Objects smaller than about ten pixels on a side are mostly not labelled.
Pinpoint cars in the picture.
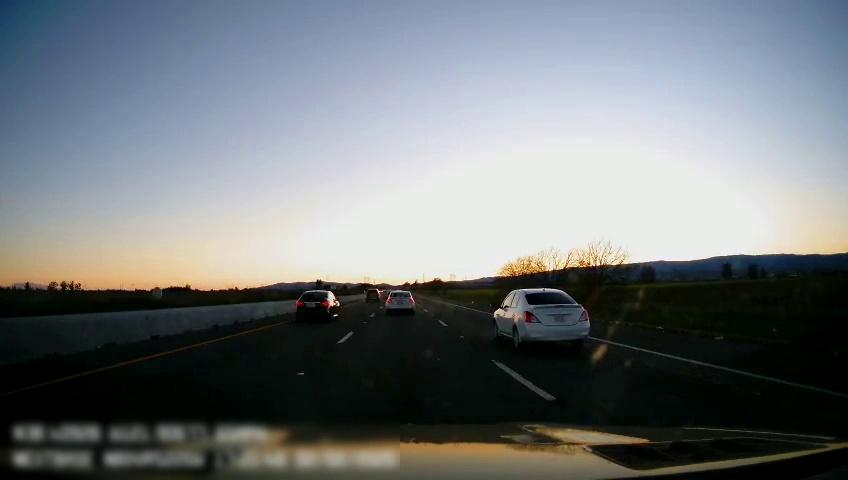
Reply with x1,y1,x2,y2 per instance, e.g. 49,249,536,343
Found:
489,287,590,352
296,289,343,322
384,290,417,313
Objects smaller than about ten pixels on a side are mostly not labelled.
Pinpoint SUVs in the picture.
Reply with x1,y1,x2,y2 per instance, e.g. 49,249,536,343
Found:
366,289,383,304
